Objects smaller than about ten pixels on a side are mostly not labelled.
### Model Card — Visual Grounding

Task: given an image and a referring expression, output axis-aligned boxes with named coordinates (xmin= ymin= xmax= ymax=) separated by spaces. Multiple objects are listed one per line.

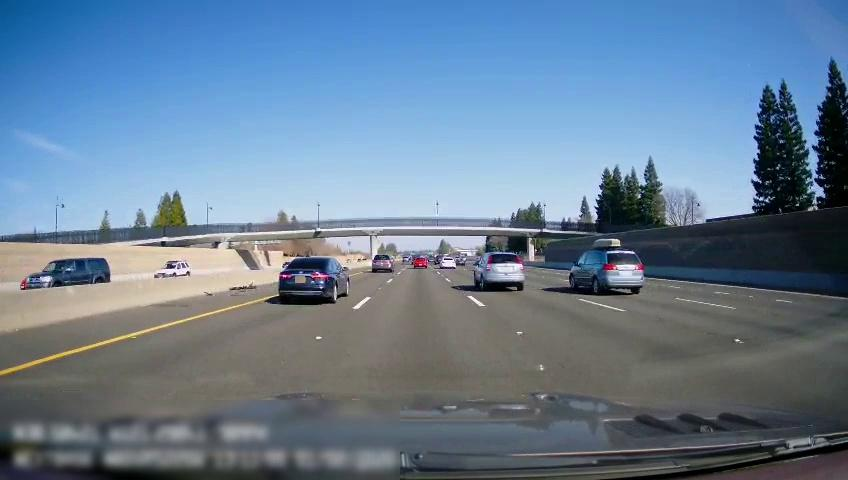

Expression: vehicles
xmin=569 ymin=238 xmax=646 ymax=295
xmin=154 ymin=259 xmax=191 ymax=279
xmin=472 ymin=252 xmax=525 ymax=292
xmin=453 ymin=257 xmax=466 ymax=266
xmin=435 ymin=254 xmax=445 ymax=266
xmin=371 ymin=254 xmax=395 ymax=274
xmin=438 ymin=256 xmax=457 ymax=270
xmin=19 ymin=257 xmax=111 ymax=291
xmin=413 ymin=257 xmax=428 ymax=269
xmin=278 ymin=256 xmax=352 ymax=304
